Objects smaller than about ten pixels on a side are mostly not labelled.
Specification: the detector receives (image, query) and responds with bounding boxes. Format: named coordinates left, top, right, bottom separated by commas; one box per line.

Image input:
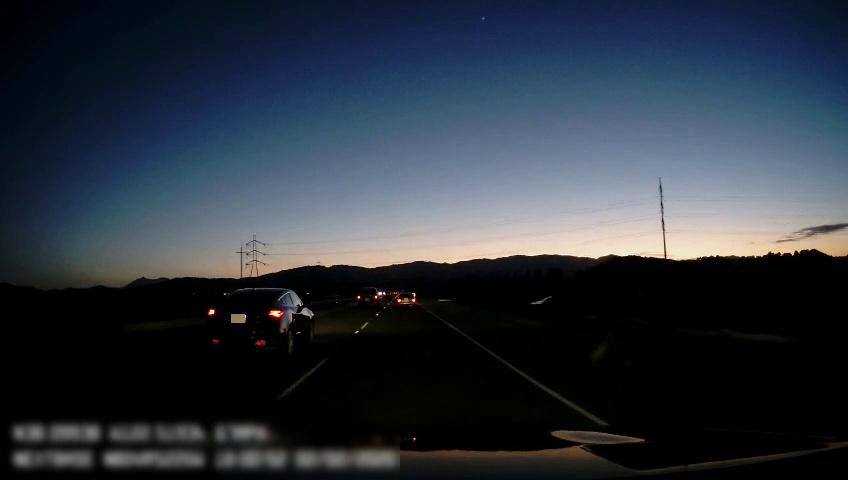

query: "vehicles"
left=205, top=288, right=316, bottom=353
left=356, top=287, right=377, bottom=304
left=394, top=291, right=413, bottom=307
